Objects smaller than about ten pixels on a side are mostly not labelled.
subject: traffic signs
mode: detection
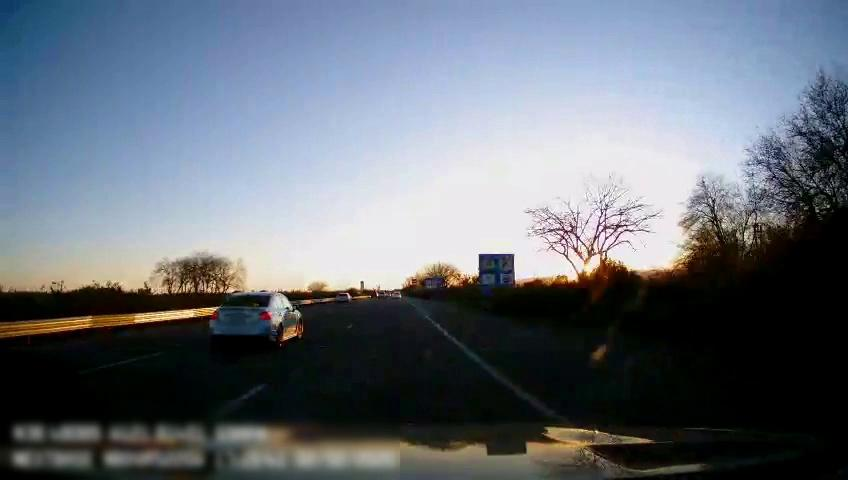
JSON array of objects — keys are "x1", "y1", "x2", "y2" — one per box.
[
  {"x1": 478, "y1": 252, "x2": 516, "y2": 292},
  {"x1": 428, "y1": 277, "x2": 444, "y2": 291}
]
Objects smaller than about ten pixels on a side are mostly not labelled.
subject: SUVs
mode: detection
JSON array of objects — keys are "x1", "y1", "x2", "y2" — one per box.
[{"x1": 335, "y1": 292, "x2": 352, "y2": 304}]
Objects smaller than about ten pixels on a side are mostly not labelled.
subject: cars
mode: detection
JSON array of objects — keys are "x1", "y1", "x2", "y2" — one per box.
[{"x1": 208, "y1": 292, "x2": 305, "y2": 352}]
